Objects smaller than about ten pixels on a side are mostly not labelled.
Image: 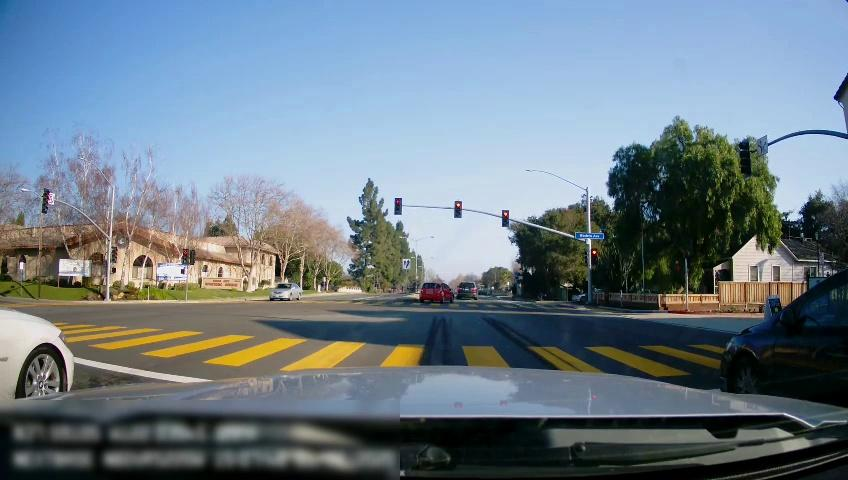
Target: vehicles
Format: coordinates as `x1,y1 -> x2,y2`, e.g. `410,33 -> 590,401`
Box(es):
419,281 -> 457,306
456,281 -> 481,300
269,281 -> 304,302
574,293 -> 587,306
720,267 -> 848,407
0,310 -> 73,403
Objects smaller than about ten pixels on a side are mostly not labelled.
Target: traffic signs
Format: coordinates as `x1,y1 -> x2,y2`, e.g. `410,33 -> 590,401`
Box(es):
400,257 -> 413,272
757,134 -> 771,155
574,231 -> 606,242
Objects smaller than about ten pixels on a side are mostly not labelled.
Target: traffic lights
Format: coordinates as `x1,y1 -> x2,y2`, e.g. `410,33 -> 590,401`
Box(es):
591,246 -> 600,263
394,196 -> 403,216
735,139 -> 752,177
39,187 -> 52,215
111,245 -> 119,263
453,200 -> 463,220
501,208 -> 511,228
